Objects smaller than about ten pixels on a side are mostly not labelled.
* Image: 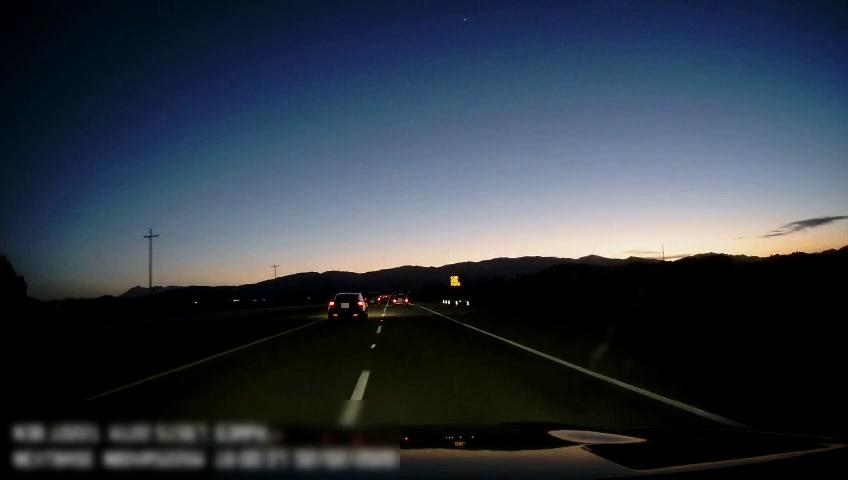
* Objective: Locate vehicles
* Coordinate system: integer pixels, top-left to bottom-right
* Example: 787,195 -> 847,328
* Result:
328,291 -> 367,321
364,292 -> 380,304
393,293 -> 409,305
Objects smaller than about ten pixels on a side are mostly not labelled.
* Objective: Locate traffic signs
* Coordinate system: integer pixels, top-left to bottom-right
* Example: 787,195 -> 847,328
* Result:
448,274 -> 464,289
